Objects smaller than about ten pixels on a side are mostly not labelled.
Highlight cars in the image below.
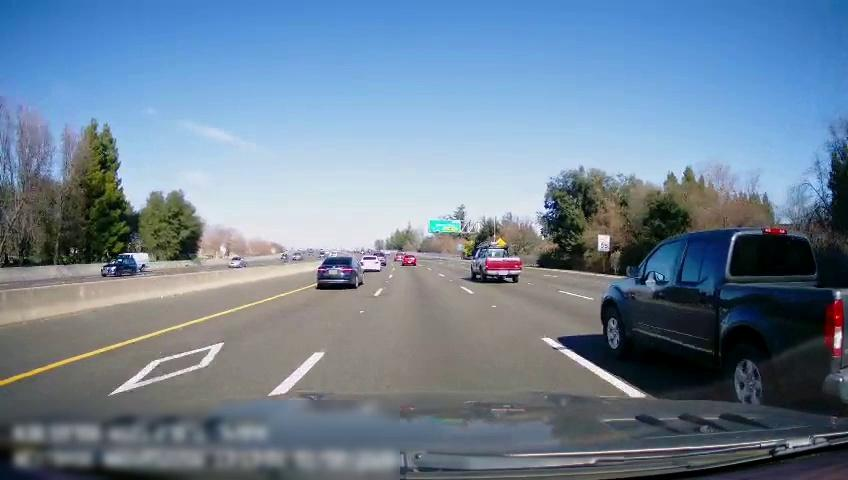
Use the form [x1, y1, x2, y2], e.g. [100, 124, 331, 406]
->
[227, 255, 247, 269]
[316, 255, 365, 290]
[291, 252, 304, 262]
[359, 255, 381, 273]
[99, 254, 139, 278]
[401, 254, 417, 267]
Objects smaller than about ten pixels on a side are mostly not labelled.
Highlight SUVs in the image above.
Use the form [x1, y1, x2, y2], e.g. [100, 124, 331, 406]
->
[371, 252, 387, 267]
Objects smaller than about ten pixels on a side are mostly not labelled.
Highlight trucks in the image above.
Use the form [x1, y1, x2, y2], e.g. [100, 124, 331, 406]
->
[598, 224, 848, 408]
[117, 252, 149, 272]
[468, 240, 524, 283]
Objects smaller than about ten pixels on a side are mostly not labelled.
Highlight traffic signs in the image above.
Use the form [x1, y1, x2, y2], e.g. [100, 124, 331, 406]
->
[597, 234, 611, 252]
[496, 238, 507, 248]
[427, 219, 460, 234]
